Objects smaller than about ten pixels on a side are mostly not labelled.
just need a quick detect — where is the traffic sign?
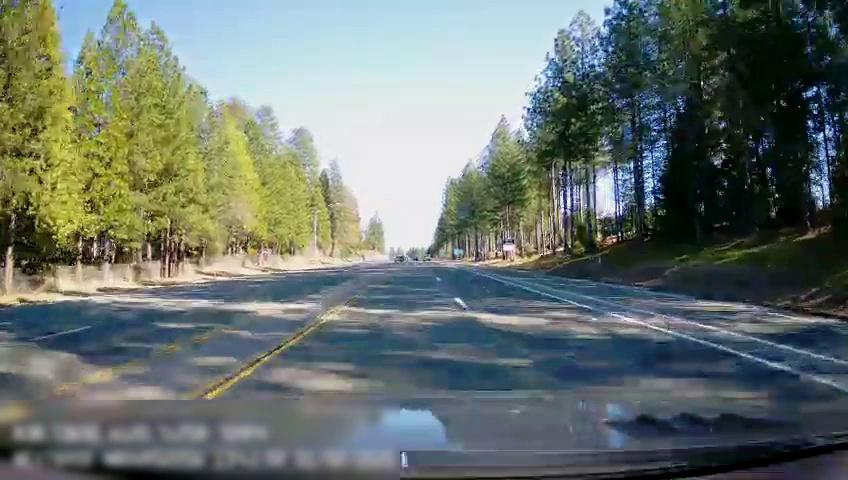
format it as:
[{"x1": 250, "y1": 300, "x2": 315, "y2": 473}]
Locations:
[{"x1": 453, "y1": 247, "x2": 465, "y2": 257}]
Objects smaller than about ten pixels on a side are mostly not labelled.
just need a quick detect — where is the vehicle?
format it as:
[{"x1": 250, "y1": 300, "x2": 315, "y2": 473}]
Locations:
[{"x1": 392, "y1": 255, "x2": 407, "y2": 262}]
